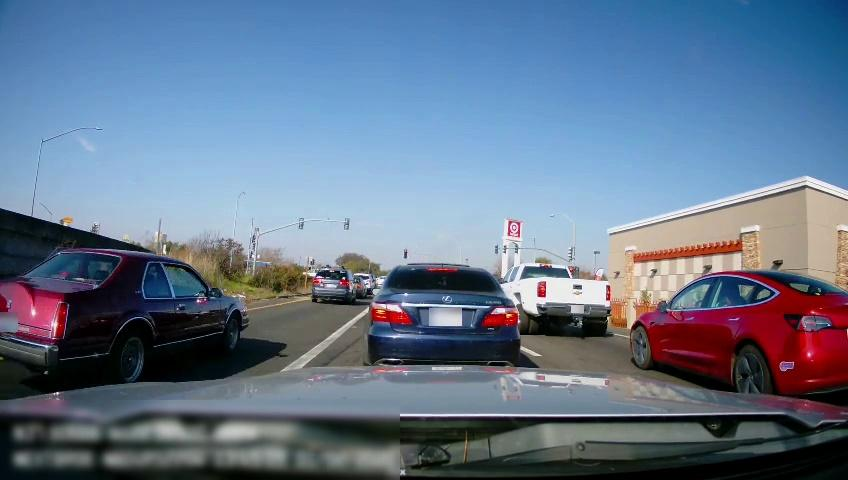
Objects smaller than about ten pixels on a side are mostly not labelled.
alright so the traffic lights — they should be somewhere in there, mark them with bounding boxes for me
[343,217,350,231]
[494,244,499,255]
[567,247,573,261]
[502,243,507,255]
[513,242,519,256]
[403,248,408,260]
[297,217,305,230]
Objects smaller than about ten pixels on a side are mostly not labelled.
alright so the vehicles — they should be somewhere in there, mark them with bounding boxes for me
[491,263,613,338]
[300,270,321,278]
[374,275,387,284]
[628,267,848,408]
[353,272,376,296]
[361,262,522,367]
[311,264,359,306]
[350,274,370,300]
[0,248,249,385]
